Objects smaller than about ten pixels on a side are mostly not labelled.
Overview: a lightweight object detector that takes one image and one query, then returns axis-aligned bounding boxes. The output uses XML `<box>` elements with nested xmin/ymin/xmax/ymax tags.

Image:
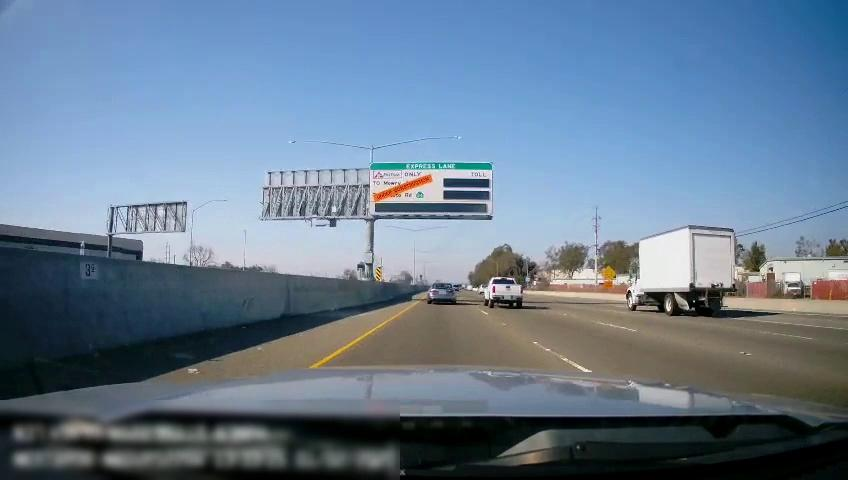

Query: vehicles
<box><xmin>484</xmin><ymin>277</ymin><xmax>523</xmax><ymax>308</ymax></box>
<box><xmin>626</xmin><ymin>226</ymin><xmax>736</xmax><ymax>319</ymax></box>
<box><xmin>427</xmin><ymin>281</ymin><xmax>459</xmax><ymax>305</ymax></box>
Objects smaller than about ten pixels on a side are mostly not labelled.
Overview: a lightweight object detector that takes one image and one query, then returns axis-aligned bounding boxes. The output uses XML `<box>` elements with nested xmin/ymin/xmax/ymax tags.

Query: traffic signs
<box><xmin>375</xmin><ymin>266</ymin><xmax>383</xmax><ymax>280</ymax></box>
<box><xmin>600</xmin><ymin>265</ymin><xmax>617</xmax><ymax>281</ymax></box>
